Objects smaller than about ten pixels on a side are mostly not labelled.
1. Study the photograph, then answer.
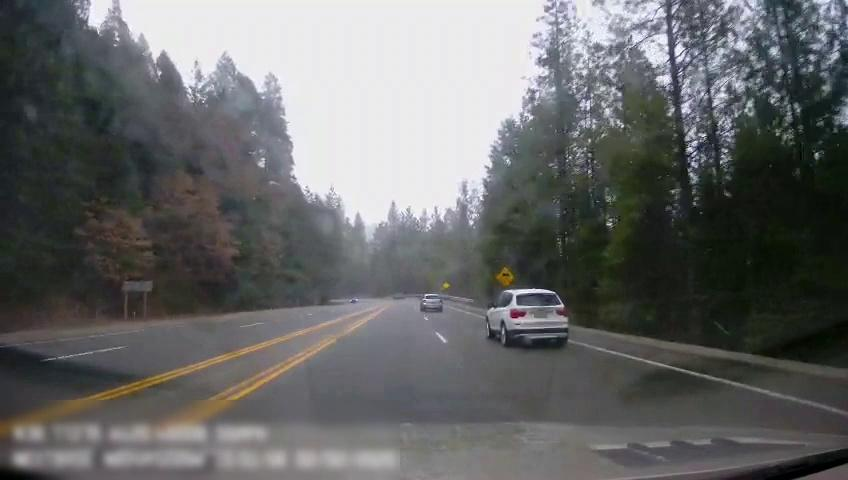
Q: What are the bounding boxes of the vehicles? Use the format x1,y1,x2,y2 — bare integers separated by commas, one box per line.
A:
484,287,568,348
350,296,360,304
392,292,406,300
419,293,443,314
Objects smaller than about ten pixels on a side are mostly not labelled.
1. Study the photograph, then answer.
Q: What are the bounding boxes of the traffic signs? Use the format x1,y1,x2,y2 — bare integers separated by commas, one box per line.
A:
494,268,515,289
444,282,451,293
